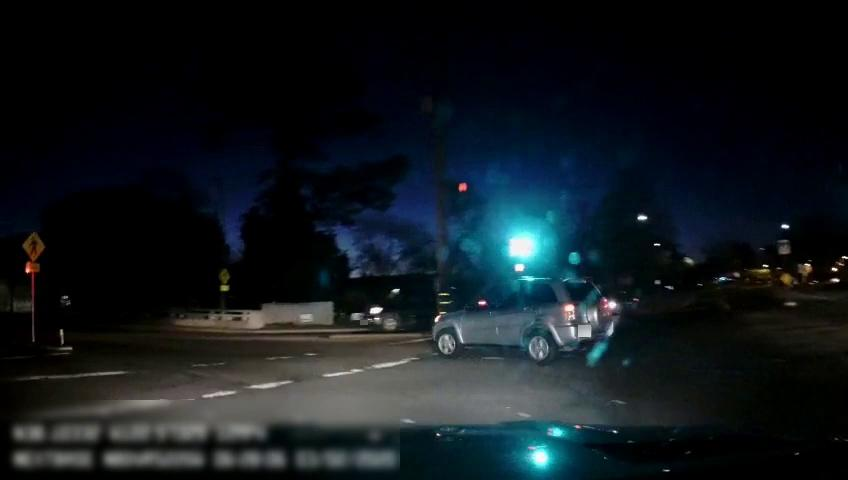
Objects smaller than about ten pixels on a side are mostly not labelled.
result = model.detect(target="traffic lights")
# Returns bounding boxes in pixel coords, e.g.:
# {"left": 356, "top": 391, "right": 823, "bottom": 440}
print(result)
{"left": 518, "top": 228, "right": 530, "bottom": 258}
{"left": 457, "top": 180, "right": 469, "bottom": 211}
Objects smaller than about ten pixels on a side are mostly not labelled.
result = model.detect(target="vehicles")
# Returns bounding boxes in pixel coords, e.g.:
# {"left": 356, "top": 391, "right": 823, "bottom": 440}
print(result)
{"left": 608, "top": 292, "right": 625, "bottom": 315}
{"left": 431, "top": 277, "right": 613, "bottom": 368}
{"left": 361, "top": 291, "right": 440, "bottom": 333}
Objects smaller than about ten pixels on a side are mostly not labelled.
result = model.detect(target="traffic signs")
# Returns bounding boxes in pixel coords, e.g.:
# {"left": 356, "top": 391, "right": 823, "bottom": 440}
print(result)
{"left": 218, "top": 268, "right": 232, "bottom": 284}
{"left": 778, "top": 239, "right": 791, "bottom": 254}
{"left": 780, "top": 272, "right": 793, "bottom": 285}
{"left": 220, "top": 285, "right": 231, "bottom": 291}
